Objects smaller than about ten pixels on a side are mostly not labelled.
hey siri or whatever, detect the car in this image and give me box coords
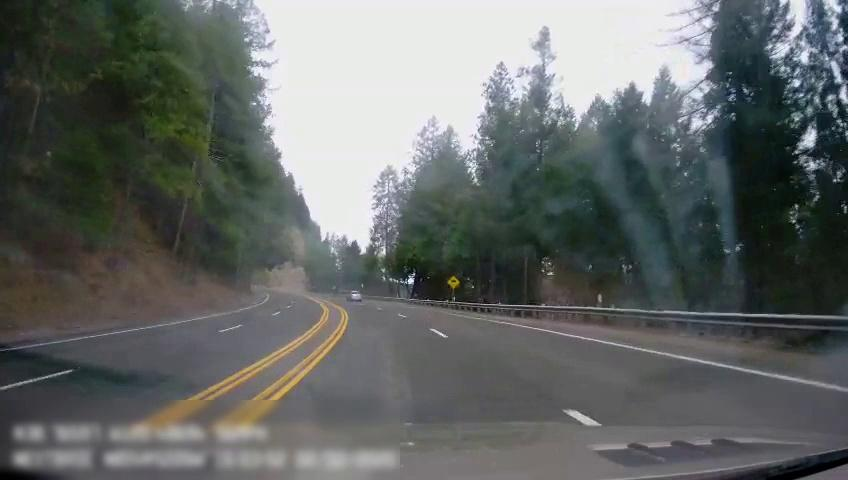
[348,290,363,302]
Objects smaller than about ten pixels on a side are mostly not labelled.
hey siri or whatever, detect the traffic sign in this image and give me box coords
[447,277,460,288]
